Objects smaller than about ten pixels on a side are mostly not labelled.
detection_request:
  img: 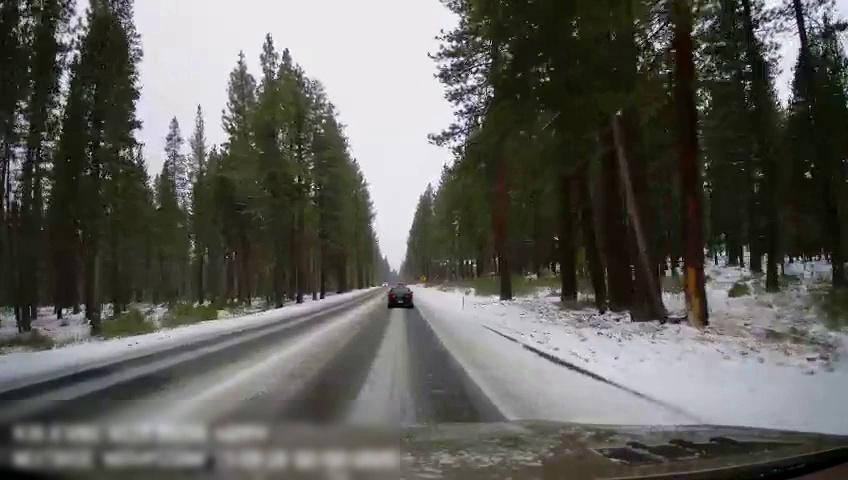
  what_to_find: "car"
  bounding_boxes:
[386,287,414,309]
